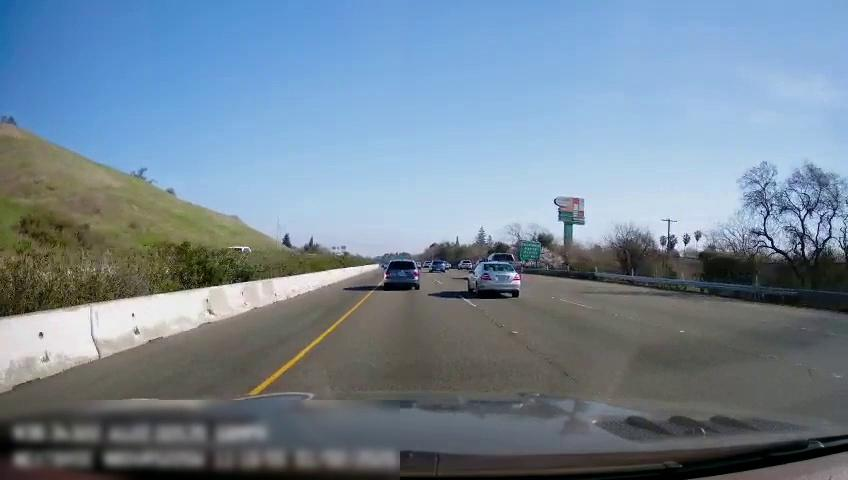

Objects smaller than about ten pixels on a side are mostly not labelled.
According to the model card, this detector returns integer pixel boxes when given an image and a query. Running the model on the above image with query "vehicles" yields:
[488,252,521,278]
[383,259,420,290]
[428,259,446,273]
[458,260,472,271]
[467,261,521,298]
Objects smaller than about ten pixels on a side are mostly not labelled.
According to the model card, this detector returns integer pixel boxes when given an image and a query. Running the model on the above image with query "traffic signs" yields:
[518,241,542,261]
